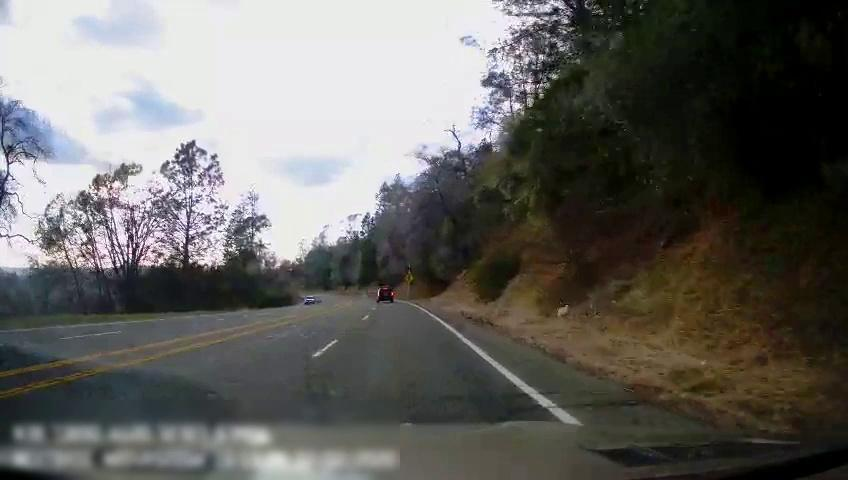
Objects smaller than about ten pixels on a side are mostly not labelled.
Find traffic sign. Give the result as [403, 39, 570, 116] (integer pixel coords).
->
[405, 271, 414, 283]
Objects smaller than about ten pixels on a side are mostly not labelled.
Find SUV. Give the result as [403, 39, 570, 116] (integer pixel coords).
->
[376, 287, 394, 303]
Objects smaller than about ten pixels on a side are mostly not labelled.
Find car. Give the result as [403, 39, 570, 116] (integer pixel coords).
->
[303, 295, 316, 305]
